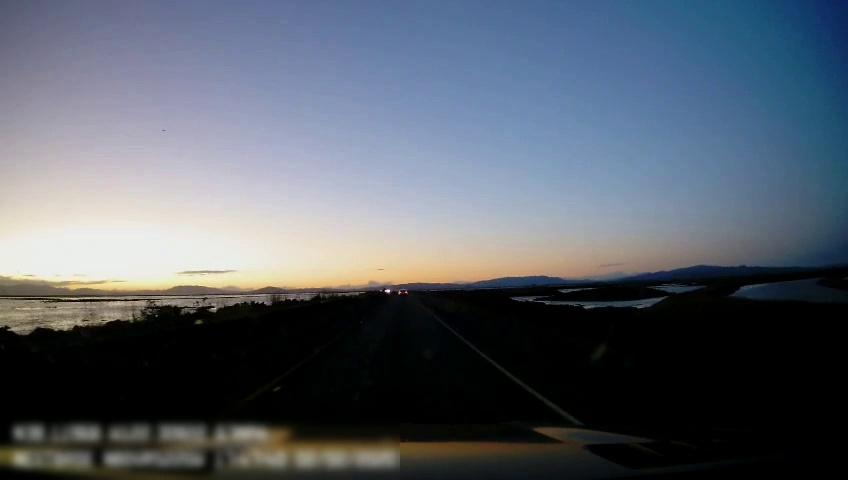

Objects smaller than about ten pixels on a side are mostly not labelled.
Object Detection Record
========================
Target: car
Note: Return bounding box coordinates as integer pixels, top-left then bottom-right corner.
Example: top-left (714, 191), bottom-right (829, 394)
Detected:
top-left (398, 289), bottom-right (409, 297)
